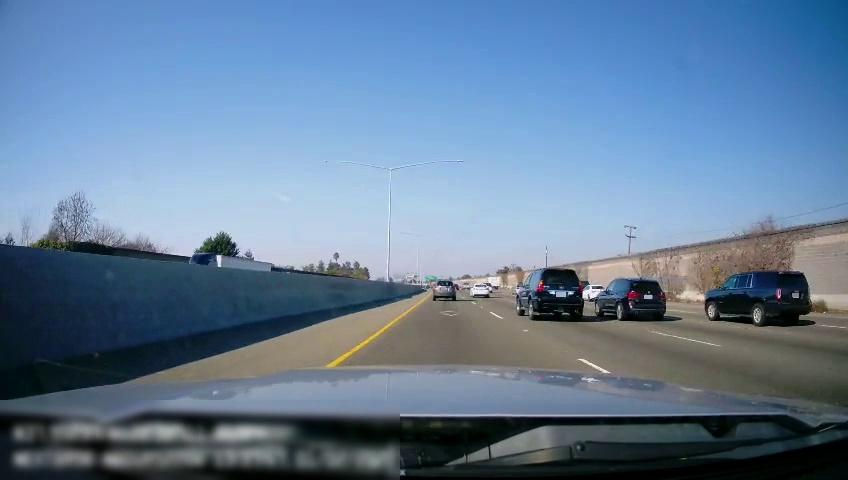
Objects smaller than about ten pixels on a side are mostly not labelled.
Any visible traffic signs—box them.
[425,275,438,281]
[406,272,419,279]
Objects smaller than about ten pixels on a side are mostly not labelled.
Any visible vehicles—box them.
[704,270,811,327]
[511,284,524,296]
[594,278,666,322]
[515,267,584,322]
[469,283,490,298]
[581,284,606,302]
[432,279,457,302]
[576,280,591,290]
[188,252,272,272]
[488,277,500,290]
[482,282,493,293]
